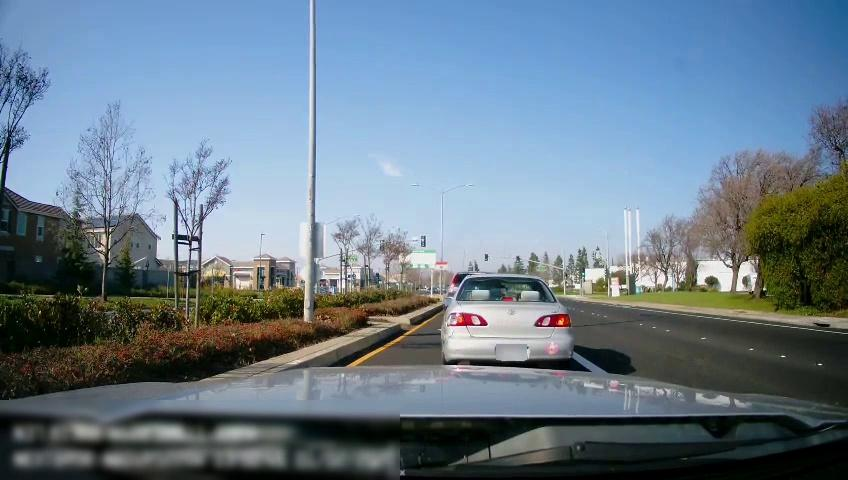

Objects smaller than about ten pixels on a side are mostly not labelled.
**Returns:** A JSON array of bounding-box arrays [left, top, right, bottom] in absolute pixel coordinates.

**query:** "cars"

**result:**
[[440, 274, 573, 364]]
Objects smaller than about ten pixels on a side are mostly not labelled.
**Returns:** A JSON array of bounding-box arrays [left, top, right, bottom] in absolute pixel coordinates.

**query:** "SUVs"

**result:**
[[451, 272, 468, 288]]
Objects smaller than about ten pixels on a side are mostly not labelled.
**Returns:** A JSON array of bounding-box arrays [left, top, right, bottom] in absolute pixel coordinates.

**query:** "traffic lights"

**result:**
[[379, 239, 385, 251], [420, 235, 426, 248]]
